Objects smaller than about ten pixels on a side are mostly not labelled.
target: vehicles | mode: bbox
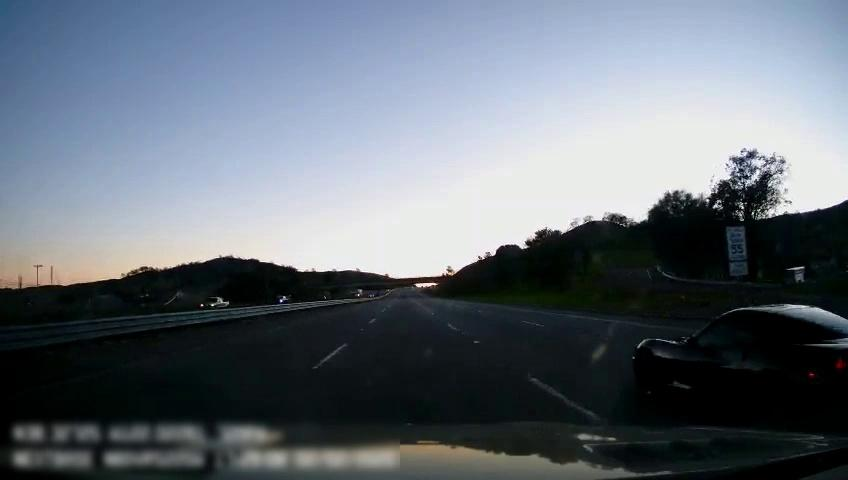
[200,296,230,311]
[632,304,848,420]
[274,296,290,305]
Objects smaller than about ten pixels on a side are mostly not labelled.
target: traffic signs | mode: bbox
[730,262,749,276]
[725,226,747,262]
